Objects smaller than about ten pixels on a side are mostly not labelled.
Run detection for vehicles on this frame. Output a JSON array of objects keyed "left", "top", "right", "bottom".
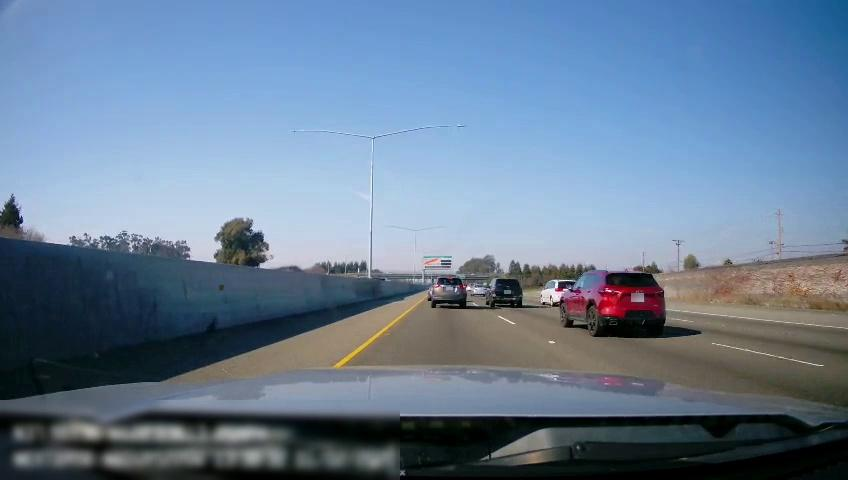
[
  {"left": 539, "top": 279, "right": 576, "bottom": 308},
  {"left": 431, "top": 278, "right": 467, "bottom": 309},
  {"left": 485, "top": 277, "right": 523, "bottom": 309},
  {"left": 428, "top": 289, "right": 432, "bottom": 301},
  {"left": 470, "top": 282, "right": 486, "bottom": 297},
  {"left": 558, "top": 269, "right": 666, "bottom": 338}
]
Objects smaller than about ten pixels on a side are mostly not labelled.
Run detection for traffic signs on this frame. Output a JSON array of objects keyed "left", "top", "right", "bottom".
[{"left": 422, "top": 254, "right": 453, "bottom": 270}]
